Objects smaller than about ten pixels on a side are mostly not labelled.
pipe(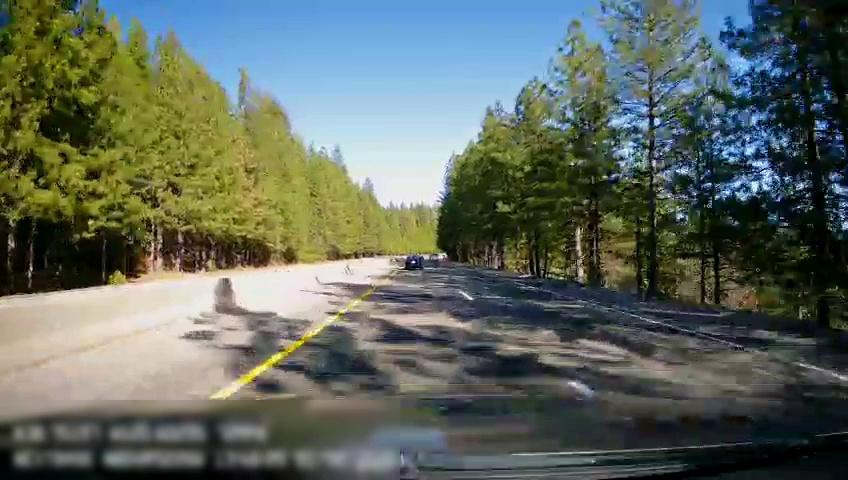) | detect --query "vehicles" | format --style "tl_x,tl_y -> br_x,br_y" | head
436,253 -> 448,263
404,255 -> 425,271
